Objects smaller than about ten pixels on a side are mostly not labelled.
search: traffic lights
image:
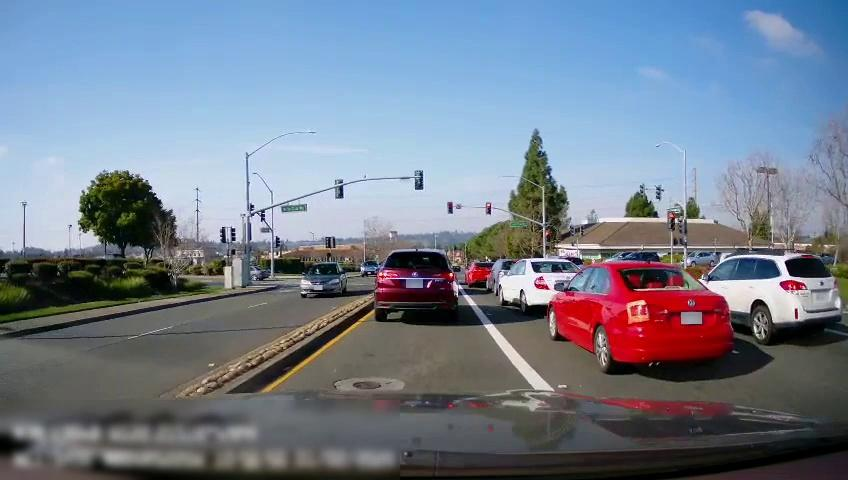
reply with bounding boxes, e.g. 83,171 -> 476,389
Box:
275,236 -> 282,247
259,211 -> 266,223
325,235 -> 331,247
655,185 -> 663,201
414,169 -> 425,192
677,217 -> 684,233
668,212 -> 675,231
639,184 -> 647,198
231,226 -> 237,242
485,201 -> 493,216
331,235 -> 337,247
220,226 -> 226,244
334,177 -> 345,201
447,201 -> 453,214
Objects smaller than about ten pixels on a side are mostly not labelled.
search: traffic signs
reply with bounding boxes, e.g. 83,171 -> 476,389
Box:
260,226 -> 272,234
280,204 -> 308,213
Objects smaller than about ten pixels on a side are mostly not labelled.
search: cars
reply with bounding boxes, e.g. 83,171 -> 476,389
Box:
298,260 -> 349,298
547,262 -> 736,376
486,258 -> 517,297
248,263 -> 272,281
497,259 -> 581,315
682,248 -> 718,267
464,261 -> 492,288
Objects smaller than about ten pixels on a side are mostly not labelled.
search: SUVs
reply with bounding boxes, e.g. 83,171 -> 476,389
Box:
618,249 -> 660,262
360,259 -> 379,276
701,252 -> 845,344
373,249 -> 460,322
